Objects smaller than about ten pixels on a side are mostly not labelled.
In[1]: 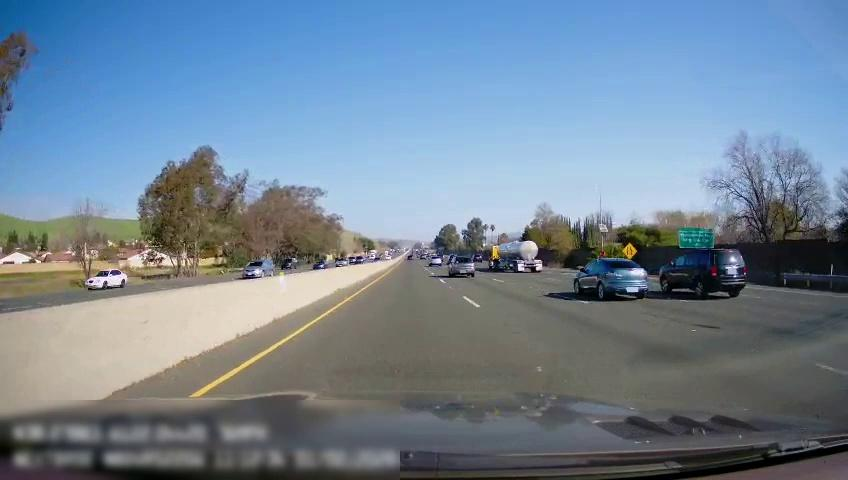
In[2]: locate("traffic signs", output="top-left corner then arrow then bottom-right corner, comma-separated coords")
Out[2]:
621,242 -> 638,259
678,227 -> 715,249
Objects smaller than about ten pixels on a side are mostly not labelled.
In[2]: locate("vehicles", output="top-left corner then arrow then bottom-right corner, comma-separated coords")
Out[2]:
242,260 -> 274,279
658,248 -> 749,298
369,249 -> 377,254
489,240 -> 543,274
312,261 -> 329,270
447,256 -> 475,277
280,259 -> 297,270
87,269 -> 128,291
348,256 -> 356,265
429,254 -> 442,266
473,253 -> 483,263
355,256 -> 367,265
335,258 -> 348,267
573,259 -> 649,301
